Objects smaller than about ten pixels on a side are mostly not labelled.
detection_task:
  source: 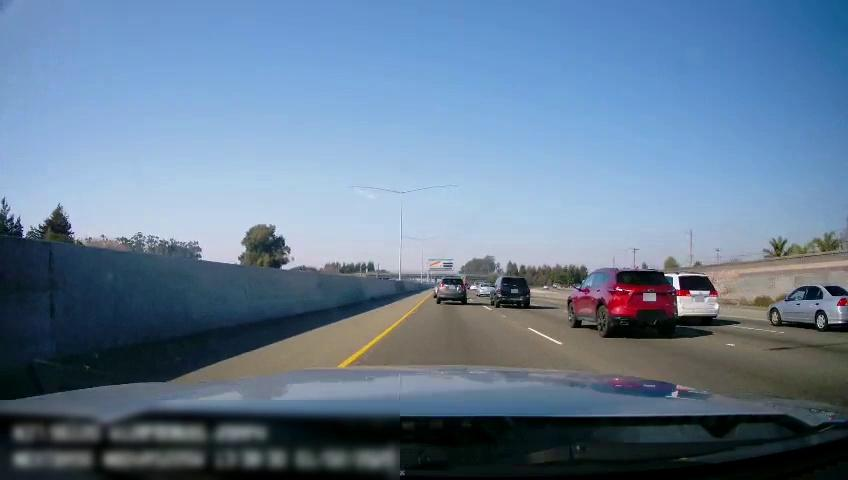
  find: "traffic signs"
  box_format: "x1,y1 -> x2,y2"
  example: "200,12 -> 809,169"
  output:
428,257 -> 455,271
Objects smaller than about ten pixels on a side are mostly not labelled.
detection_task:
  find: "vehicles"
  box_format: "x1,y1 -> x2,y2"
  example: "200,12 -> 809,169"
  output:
433,286 -> 437,298
490,276 -> 530,309
436,277 -> 468,305
663,272 -> 720,325
475,282 -> 491,297
564,267 -> 680,339
767,282 -> 848,332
